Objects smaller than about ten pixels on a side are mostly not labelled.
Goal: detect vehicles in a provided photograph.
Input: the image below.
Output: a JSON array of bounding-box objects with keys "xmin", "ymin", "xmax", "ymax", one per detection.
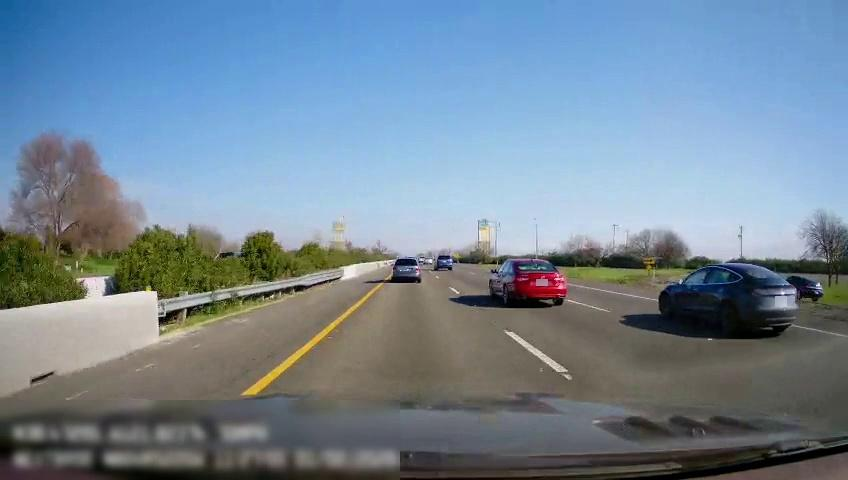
[
  {"xmin": 391, "ymin": 257, "xmax": 422, "ymax": 283},
  {"xmin": 434, "ymin": 254, "xmax": 454, "ymax": 271},
  {"xmin": 784, "ymin": 275, "xmax": 824, "ymax": 303},
  {"xmin": 488, "ymin": 258, "xmax": 567, "ymax": 309},
  {"xmin": 215, "ymin": 252, "xmax": 241, "ymax": 260},
  {"xmin": 657, "ymin": 263, "xmax": 797, "ymax": 339}
]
